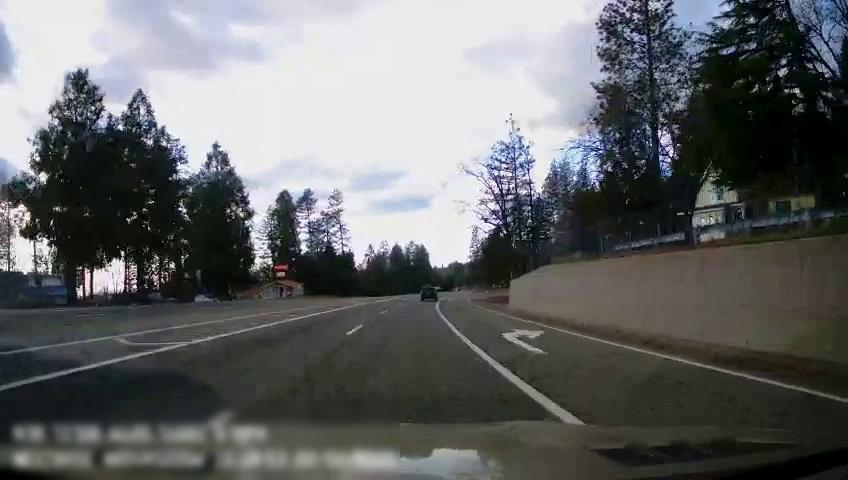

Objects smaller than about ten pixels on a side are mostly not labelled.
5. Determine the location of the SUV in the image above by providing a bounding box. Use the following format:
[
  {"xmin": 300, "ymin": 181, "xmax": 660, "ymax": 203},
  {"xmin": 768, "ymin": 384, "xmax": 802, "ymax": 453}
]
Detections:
[{"xmin": 420, "ymin": 287, "xmax": 438, "ymax": 303}]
